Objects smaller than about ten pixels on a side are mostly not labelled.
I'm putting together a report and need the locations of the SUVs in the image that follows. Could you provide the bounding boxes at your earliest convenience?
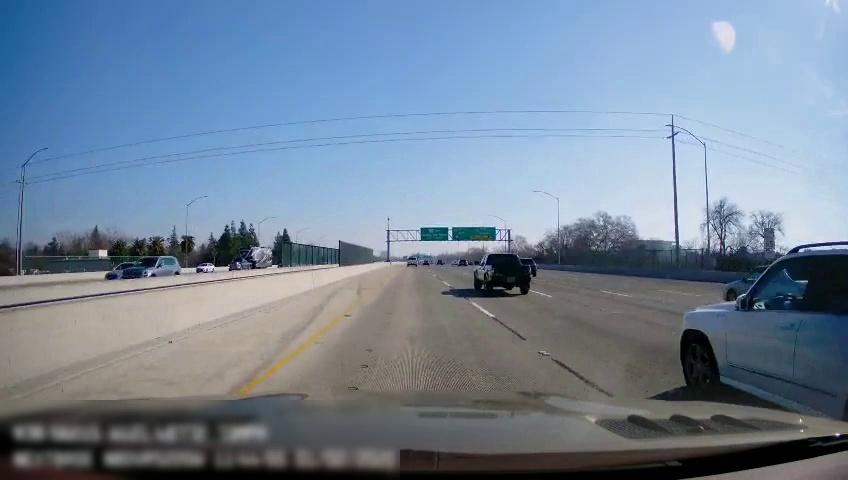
[456,258,469,267]
[121,255,182,279]
[678,239,848,423]
[517,257,537,278]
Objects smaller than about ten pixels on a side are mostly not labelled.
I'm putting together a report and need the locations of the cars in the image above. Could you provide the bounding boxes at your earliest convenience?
[104,261,146,280]
[196,262,215,274]
[721,264,775,303]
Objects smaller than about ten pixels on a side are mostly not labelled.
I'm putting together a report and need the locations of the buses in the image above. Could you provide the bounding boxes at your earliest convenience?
[240,245,273,270]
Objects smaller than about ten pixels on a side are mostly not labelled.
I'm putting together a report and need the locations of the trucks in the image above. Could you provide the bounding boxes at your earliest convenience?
[406,256,418,267]
[472,253,533,296]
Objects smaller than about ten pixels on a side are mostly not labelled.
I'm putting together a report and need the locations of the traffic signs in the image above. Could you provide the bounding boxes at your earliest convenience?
[451,226,497,242]
[420,226,449,242]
